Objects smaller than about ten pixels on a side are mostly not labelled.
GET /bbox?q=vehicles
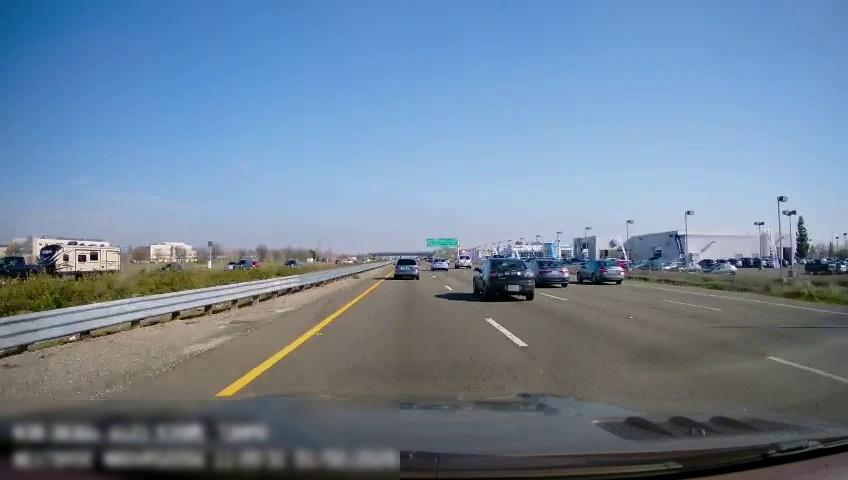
[454,254,472,269]
[251,260,265,270]
[393,258,420,281]
[576,259,625,285]
[431,258,449,272]
[283,258,305,269]
[155,262,184,273]
[472,258,536,302]
[0,243,120,286]
[232,258,254,273]
[224,260,238,272]
[488,254,506,259]
[523,259,569,289]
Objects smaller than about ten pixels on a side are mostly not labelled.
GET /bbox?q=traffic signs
[426,237,459,248]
